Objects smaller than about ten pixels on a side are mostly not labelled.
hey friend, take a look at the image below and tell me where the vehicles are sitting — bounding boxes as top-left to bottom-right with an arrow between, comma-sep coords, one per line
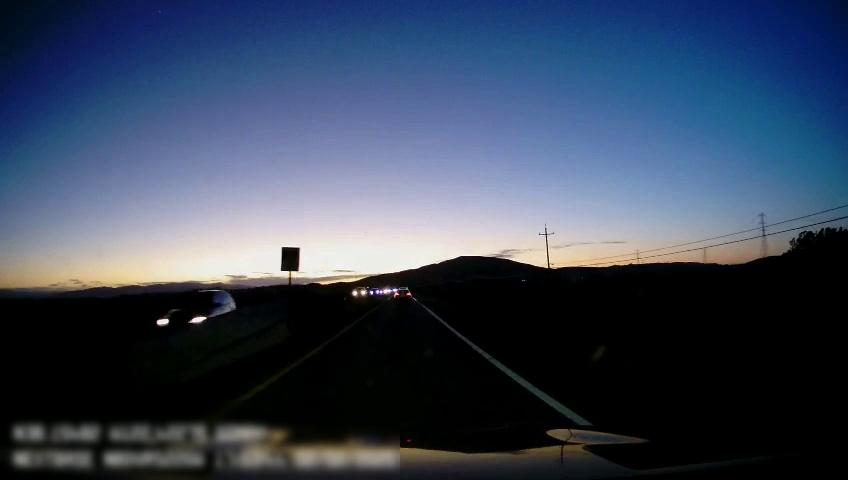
393,287 -> 412,302
156,288 -> 237,330
368,287 -> 381,296
350,286 -> 369,298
